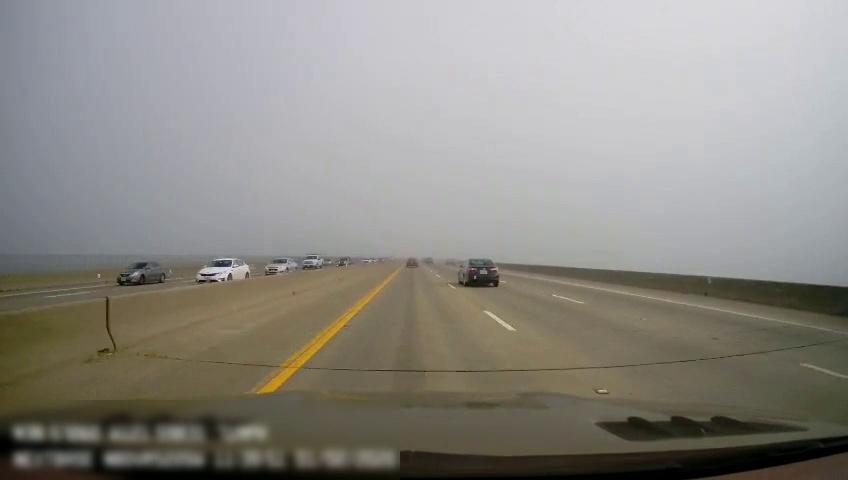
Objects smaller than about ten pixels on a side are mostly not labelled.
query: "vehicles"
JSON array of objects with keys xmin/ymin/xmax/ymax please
[
  {"xmin": 263, "ymin": 257, "xmax": 301, "ymax": 277},
  {"xmin": 320, "ymin": 258, "xmax": 333, "ymax": 265},
  {"xmin": 405, "ymin": 257, "xmax": 418, "ymax": 268},
  {"xmin": 422, "ymin": 256, "xmax": 434, "ymax": 264},
  {"xmin": 195, "ymin": 256, "xmax": 251, "ymax": 285},
  {"xmin": 445, "ymin": 259, "xmax": 455, "ymax": 266},
  {"xmin": 458, "ymin": 258, "xmax": 501, "ymax": 288},
  {"xmin": 302, "ymin": 255, "xmax": 324, "ymax": 271},
  {"xmin": 336, "ymin": 256, "xmax": 354, "ymax": 268},
  {"xmin": 115, "ymin": 260, "xmax": 169, "ymax": 287}
]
